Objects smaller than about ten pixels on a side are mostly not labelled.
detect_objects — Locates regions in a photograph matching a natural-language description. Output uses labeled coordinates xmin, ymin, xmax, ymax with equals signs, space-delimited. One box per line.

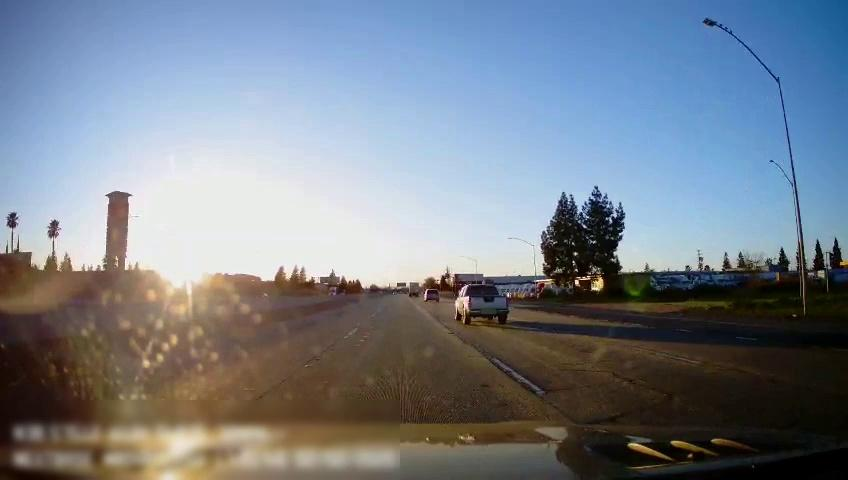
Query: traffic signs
xmin=396 ymin=282 xmax=407 ymax=288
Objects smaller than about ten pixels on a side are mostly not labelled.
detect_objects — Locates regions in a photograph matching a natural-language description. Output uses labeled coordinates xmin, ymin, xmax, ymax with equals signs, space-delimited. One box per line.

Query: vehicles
xmin=409 ymin=282 xmax=419 ymax=297
xmin=328 ymin=286 xmax=337 ymax=296
xmin=424 ymin=289 xmax=440 ymax=302
xmin=453 ymin=284 xmax=510 ymax=325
